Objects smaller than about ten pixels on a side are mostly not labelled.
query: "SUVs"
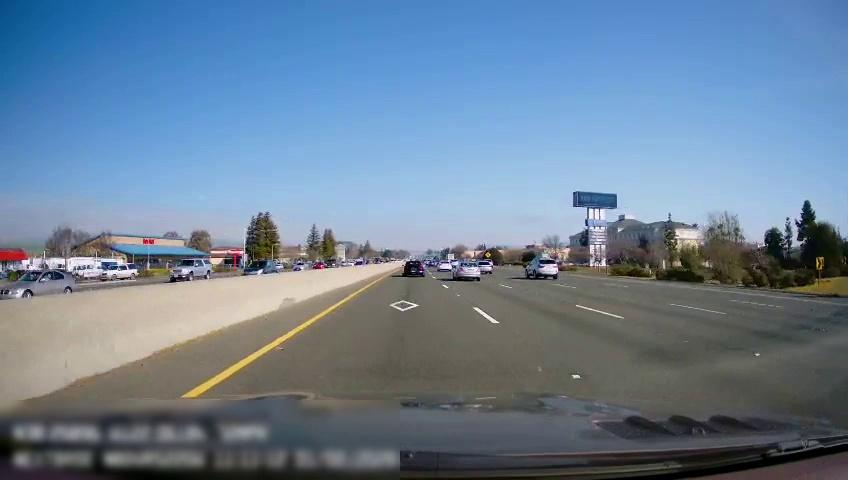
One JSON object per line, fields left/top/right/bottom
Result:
{"left": 240, "top": 260, "right": 278, "bottom": 276}
{"left": 403, "top": 258, "right": 427, "bottom": 277}
{"left": 475, "top": 259, "right": 491, "bottom": 273}
{"left": 99, "top": 263, "right": 138, "bottom": 282}
{"left": 524, "top": 258, "right": 560, "bottom": 279}
{"left": 169, "top": 258, "right": 213, "bottom": 283}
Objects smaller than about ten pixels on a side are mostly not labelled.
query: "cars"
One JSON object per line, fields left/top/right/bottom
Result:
{"left": 0, "top": 268, "right": 77, "bottom": 300}
{"left": 437, "top": 260, "right": 452, "bottom": 272}
{"left": 313, "top": 261, "right": 328, "bottom": 269}
{"left": 292, "top": 261, "right": 305, "bottom": 271}
{"left": 453, "top": 262, "right": 481, "bottom": 281}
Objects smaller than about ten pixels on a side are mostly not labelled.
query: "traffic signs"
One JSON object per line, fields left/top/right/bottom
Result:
{"left": 816, "top": 257, "right": 825, "bottom": 270}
